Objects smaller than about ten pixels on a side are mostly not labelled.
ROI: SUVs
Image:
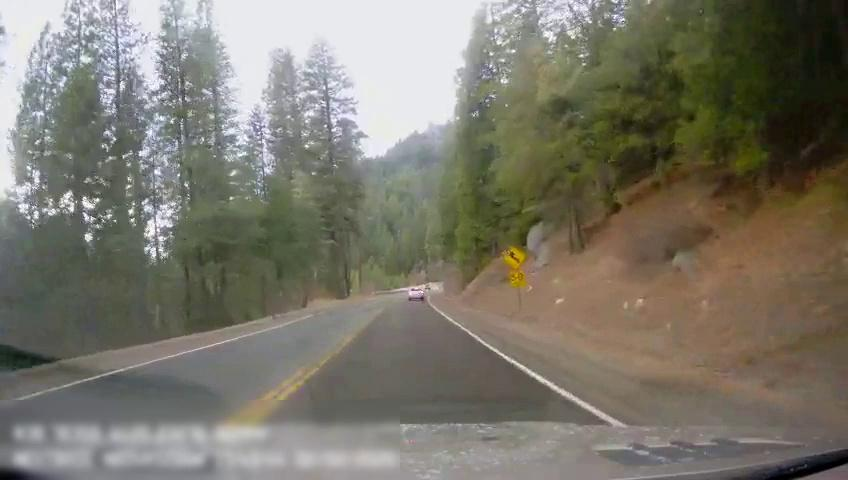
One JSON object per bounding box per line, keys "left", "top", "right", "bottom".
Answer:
{"left": 408, "top": 287, "right": 424, "bottom": 301}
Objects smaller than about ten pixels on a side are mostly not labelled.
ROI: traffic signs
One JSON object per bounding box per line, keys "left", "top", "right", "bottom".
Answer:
{"left": 502, "top": 246, "right": 527, "bottom": 271}
{"left": 510, "top": 271, "right": 528, "bottom": 289}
